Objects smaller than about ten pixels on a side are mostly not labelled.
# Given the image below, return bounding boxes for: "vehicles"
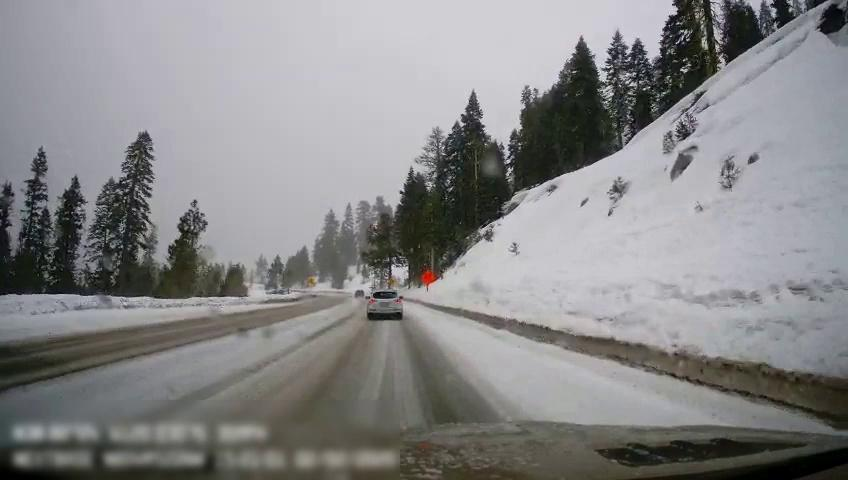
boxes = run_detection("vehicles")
[354,289,364,297]
[365,288,404,321]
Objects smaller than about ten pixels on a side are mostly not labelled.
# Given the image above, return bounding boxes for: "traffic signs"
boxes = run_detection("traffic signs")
[420,269,436,287]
